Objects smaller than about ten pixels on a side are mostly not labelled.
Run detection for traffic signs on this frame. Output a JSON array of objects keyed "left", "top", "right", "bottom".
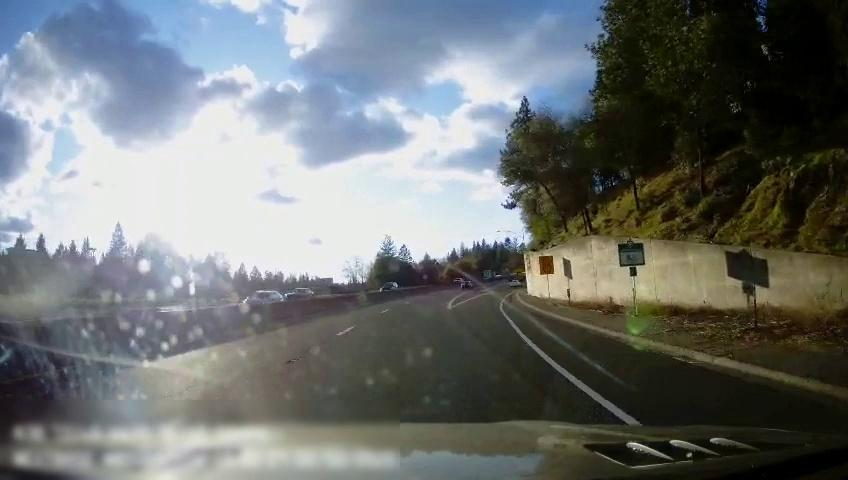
[{"left": 538, "top": 255, "right": 555, "bottom": 276}]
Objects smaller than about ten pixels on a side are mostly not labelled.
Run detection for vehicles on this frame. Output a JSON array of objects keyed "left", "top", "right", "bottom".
[
  {"left": 379, "top": 281, "right": 399, "bottom": 293},
  {"left": 460, "top": 280, "right": 473, "bottom": 291},
  {"left": 242, "top": 290, "right": 284, "bottom": 305},
  {"left": 283, "top": 287, "right": 315, "bottom": 302},
  {"left": 509, "top": 279, "right": 522, "bottom": 288}
]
